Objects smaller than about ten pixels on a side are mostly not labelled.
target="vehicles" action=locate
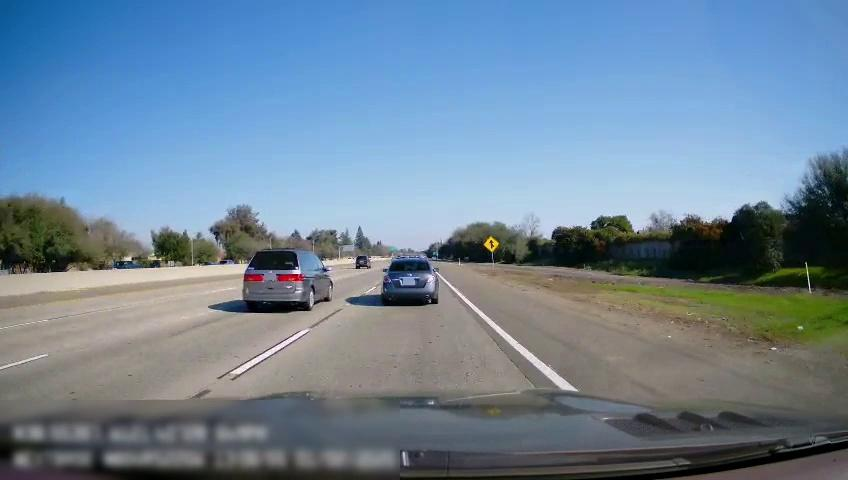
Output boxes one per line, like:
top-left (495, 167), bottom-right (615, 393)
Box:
top-left (381, 257), bottom-right (440, 305)
top-left (241, 249), bottom-right (335, 314)
top-left (115, 260), bottom-right (143, 269)
top-left (217, 259), bottom-right (235, 265)
top-left (355, 255), bottom-right (372, 269)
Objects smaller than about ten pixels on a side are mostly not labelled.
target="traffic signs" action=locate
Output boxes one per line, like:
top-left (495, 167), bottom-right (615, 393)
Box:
top-left (482, 236), bottom-right (499, 253)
